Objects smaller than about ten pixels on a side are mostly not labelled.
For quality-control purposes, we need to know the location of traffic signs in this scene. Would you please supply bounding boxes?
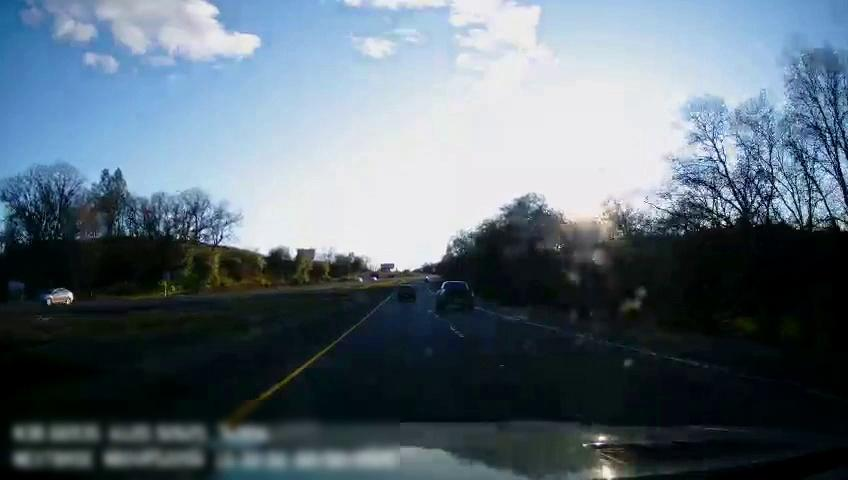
[380,264,395,270]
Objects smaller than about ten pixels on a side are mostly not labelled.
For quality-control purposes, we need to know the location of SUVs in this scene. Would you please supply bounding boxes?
[436,281,472,310]
[398,285,417,302]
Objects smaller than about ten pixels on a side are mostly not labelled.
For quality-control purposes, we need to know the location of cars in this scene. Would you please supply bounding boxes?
[41,288,73,306]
